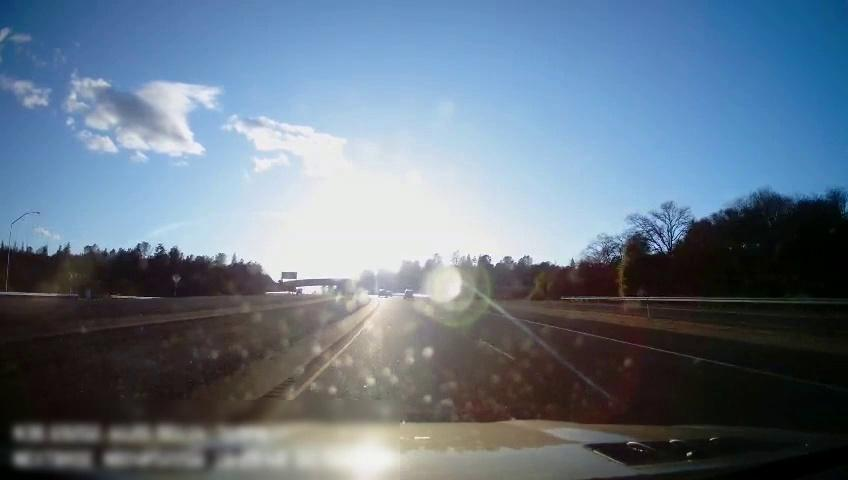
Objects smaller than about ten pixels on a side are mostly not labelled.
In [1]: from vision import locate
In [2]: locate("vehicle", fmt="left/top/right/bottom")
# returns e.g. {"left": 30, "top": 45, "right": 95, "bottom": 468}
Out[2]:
{"left": 404, "top": 290, "right": 415, "bottom": 299}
